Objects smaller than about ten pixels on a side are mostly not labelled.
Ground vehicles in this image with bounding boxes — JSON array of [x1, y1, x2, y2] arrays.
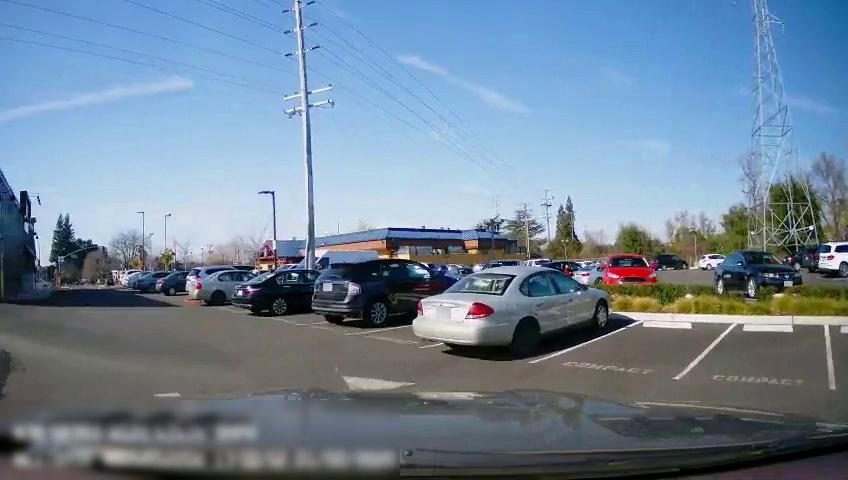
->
[[293, 249, 377, 272], [122, 270, 141, 277], [185, 266, 239, 292], [652, 255, 689, 271], [412, 266, 610, 356], [600, 254, 657, 287], [156, 272, 189, 296], [801, 245, 825, 273], [481, 263, 505, 271], [714, 251, 803, 298], [783, 254, 803, 272], [137, 272, 173, 293], [312, 258, 462, 328], [445, 268, 476, 280], [432, 264, 449, 276], [818, 242, 848, 278], [522, 259, 551, 268], [231, 269, 324, 316], [698, 254, 729, 270], [276, 264, 299, 270], [191, 270, 262, 306], [420, 263, 434, 271], [122, 272, 154, 288], [544, 261, 585, 279], [573, 263, 606, 288]]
